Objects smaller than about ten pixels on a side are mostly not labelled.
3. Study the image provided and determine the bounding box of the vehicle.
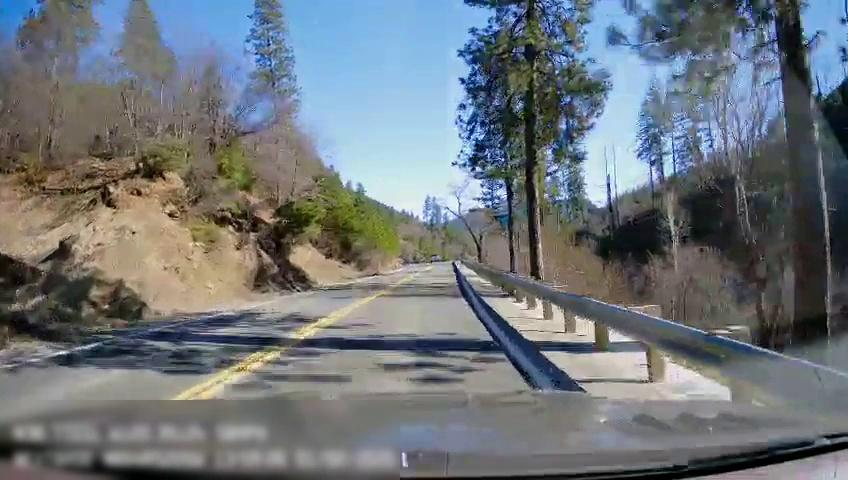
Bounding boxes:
[431,254,442,262]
